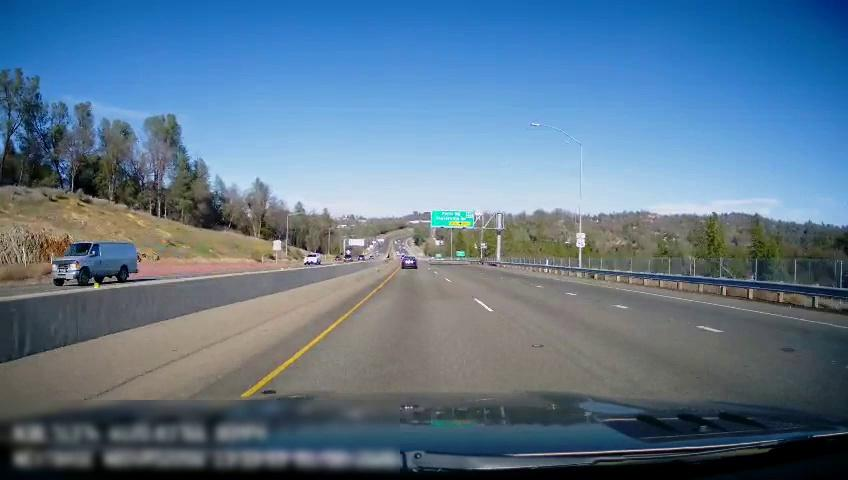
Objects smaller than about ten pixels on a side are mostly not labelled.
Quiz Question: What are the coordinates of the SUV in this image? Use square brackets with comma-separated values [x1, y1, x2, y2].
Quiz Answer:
[304, 253, 321, 266]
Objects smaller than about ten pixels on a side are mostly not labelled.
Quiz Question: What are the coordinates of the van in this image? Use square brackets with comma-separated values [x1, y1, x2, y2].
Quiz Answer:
[49, 241, 138, 287]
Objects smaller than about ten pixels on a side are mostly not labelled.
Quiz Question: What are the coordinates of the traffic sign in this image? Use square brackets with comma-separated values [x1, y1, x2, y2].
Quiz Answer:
[432, 209, 475, 229]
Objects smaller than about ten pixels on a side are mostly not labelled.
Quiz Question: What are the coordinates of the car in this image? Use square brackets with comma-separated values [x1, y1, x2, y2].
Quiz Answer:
[400, 255, 418, 270]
